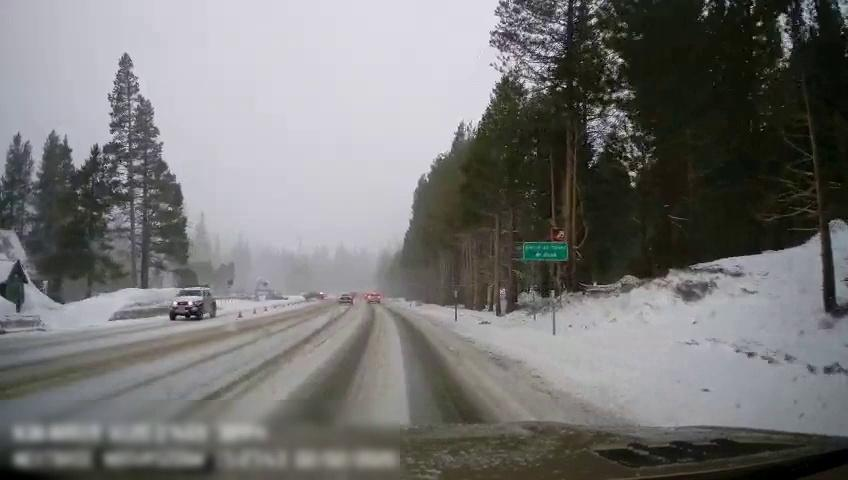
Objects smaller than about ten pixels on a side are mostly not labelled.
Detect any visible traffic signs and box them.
[521,240,570,262]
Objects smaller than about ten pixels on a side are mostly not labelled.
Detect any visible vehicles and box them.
[169,287,217,321]
[301,290,326,301]
[338,292,353,305]
[264,293,289,301]
[366,292,381,304]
